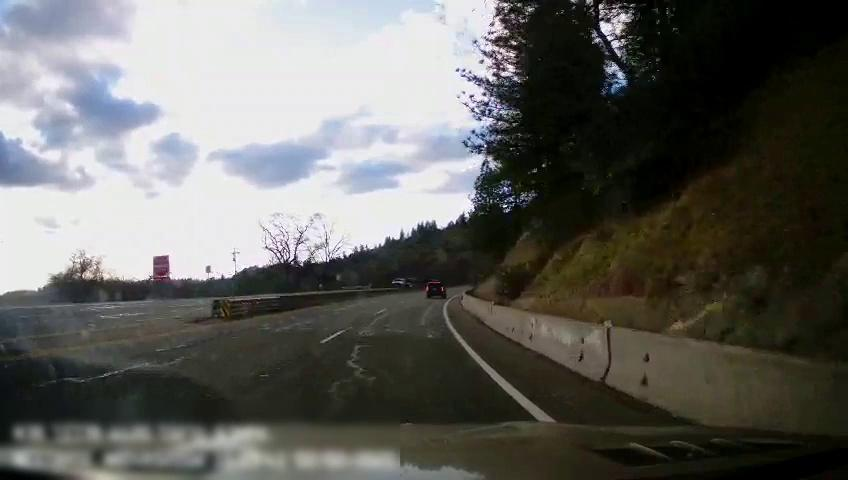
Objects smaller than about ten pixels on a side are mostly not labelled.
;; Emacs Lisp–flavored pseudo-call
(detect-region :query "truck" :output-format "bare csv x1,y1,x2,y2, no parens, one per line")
391,277,412,288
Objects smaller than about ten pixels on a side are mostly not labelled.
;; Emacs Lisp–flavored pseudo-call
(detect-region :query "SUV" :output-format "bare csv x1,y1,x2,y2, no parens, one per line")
426,281,447,300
